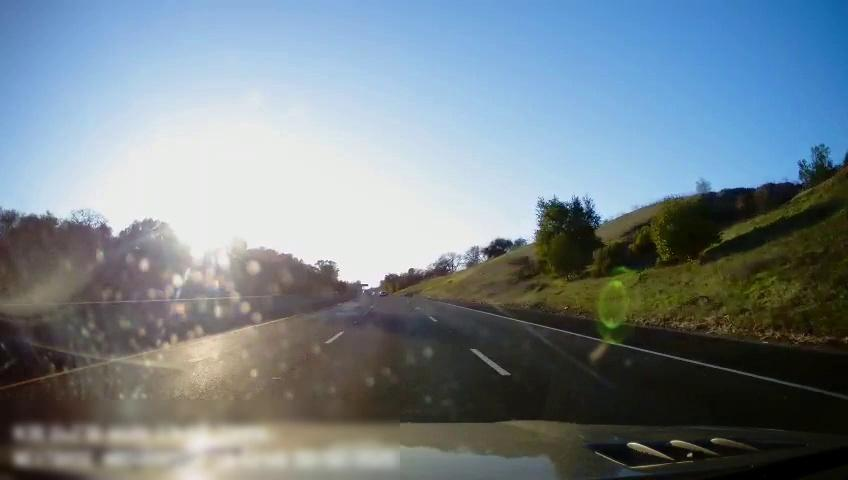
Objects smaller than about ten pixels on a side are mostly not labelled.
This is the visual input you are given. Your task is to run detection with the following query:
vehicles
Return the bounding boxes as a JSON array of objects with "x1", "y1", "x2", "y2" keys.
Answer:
[
  {"x1": 378, "y1": 290, "x2": 387, "y2": 297},
  {"x1": 360, "y1": 289, "x2": 373, "y2": 298}
]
